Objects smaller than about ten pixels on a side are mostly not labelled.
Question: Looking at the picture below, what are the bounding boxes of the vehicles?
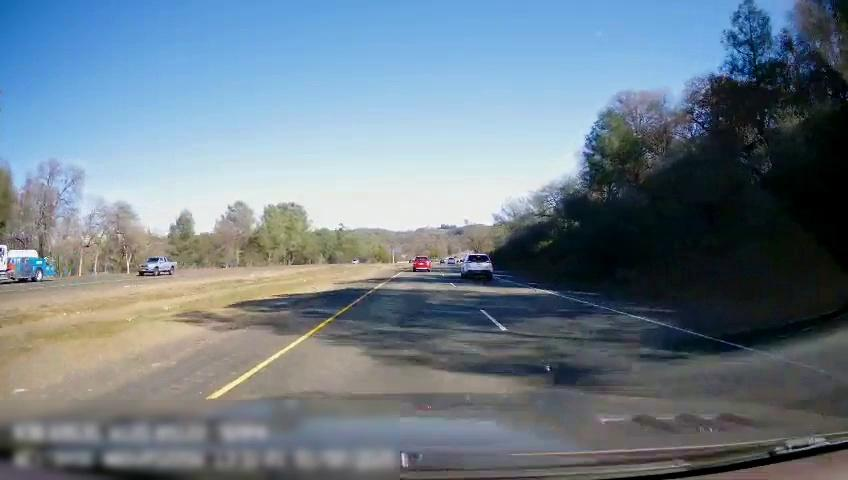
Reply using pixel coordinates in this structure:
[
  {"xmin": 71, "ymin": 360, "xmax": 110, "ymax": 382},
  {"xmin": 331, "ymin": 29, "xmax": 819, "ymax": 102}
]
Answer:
[
  {"xmin": 448, "ymin": 257, "xmax": 458, "ymax": 265},
  {"xmin": 459, "ymin": 253, "xmax": 494, "ymax": 279},
  {"xmin": 412, "ymin": 256, "xmax": 432, "ymax": 273},
  {"xmin": 137, "ymin": 255, "xmax": 178, "ymax": 276},
  {"xmin": 0, "ymin": 244, "xmax": 56, "ymax": 282}
]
